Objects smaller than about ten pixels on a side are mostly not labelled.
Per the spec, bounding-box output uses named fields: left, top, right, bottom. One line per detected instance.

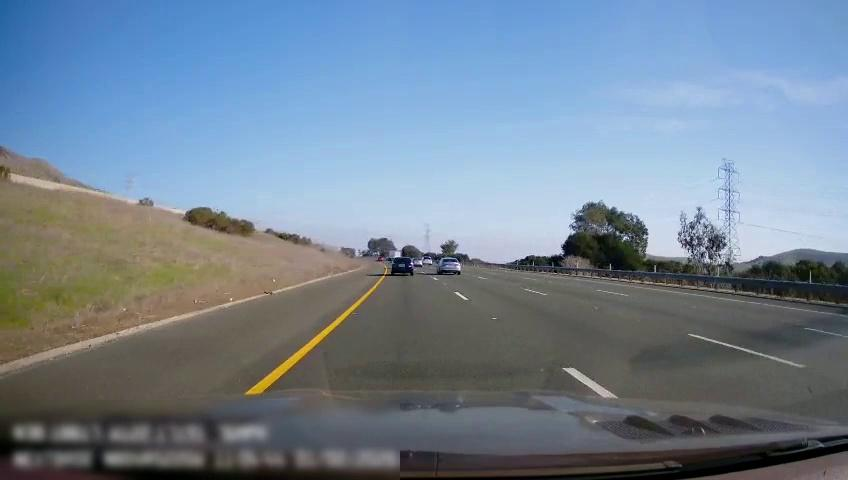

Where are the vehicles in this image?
left=391, top=257, right=414, bottom=275
left=437, top=258, right=461, bottom=276
left=410, top=258, right=423, bottom=268
left=387, top=250, right=401, bottom=261
left=420, top=257, right=433, bottom=265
